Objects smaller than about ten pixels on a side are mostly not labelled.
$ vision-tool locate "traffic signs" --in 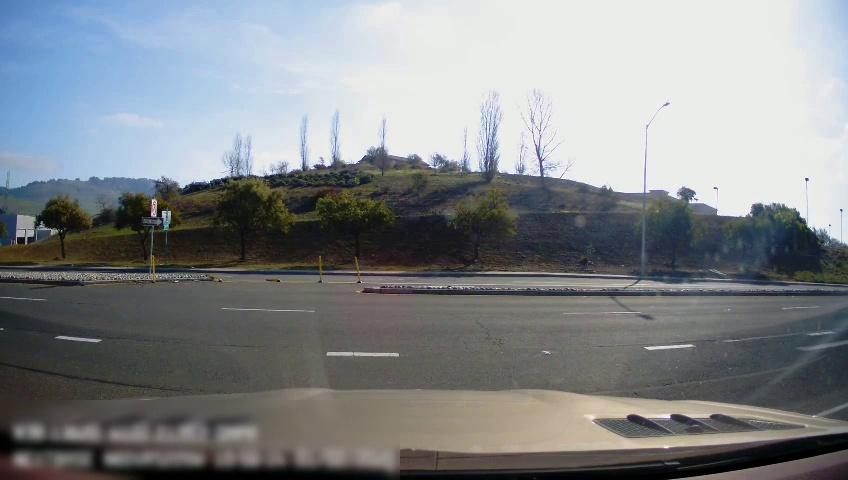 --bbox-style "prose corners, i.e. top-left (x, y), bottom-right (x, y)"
top-left (142, 216), bottom-right (163, 225)
top-left (150, 199), bottom-right (157, 218)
